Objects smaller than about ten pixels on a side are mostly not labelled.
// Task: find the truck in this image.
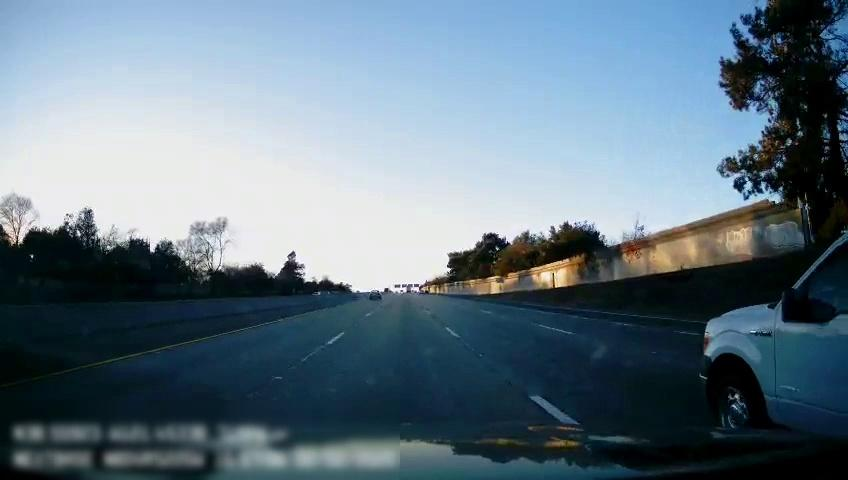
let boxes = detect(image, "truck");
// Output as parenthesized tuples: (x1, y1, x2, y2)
(700, 229, 848, 441)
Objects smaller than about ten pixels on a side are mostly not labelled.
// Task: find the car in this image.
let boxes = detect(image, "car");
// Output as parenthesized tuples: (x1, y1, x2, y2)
(368, 289, 382, 301)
